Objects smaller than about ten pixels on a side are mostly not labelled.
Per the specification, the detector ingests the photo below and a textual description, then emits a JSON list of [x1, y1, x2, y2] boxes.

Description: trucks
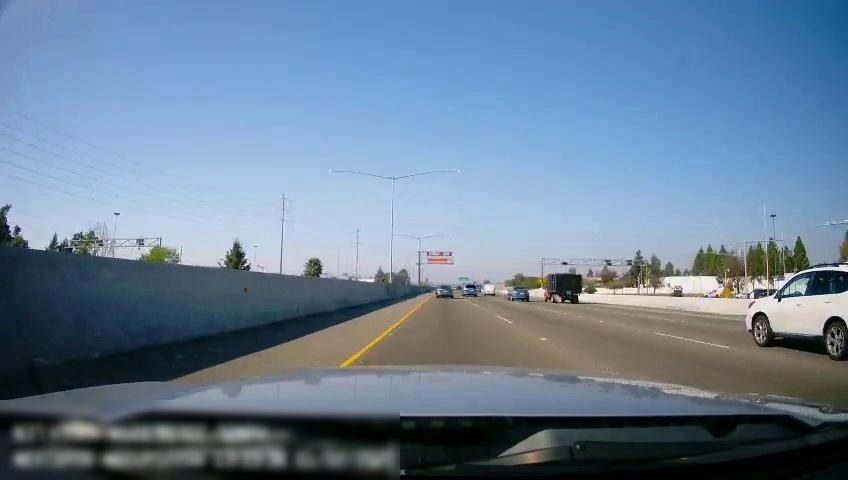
[[483, 284, 495, 296], [544, 273, 583, 304]]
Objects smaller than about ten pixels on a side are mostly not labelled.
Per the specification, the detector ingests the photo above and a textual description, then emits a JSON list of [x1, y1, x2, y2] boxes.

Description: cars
[[507, 286, 530, 302], [436, 284, 454, 298]]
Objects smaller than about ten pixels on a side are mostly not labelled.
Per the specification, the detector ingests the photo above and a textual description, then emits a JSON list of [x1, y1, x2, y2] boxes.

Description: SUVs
[[745, 266, 848, 361], [461, 284, 477, 297]]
